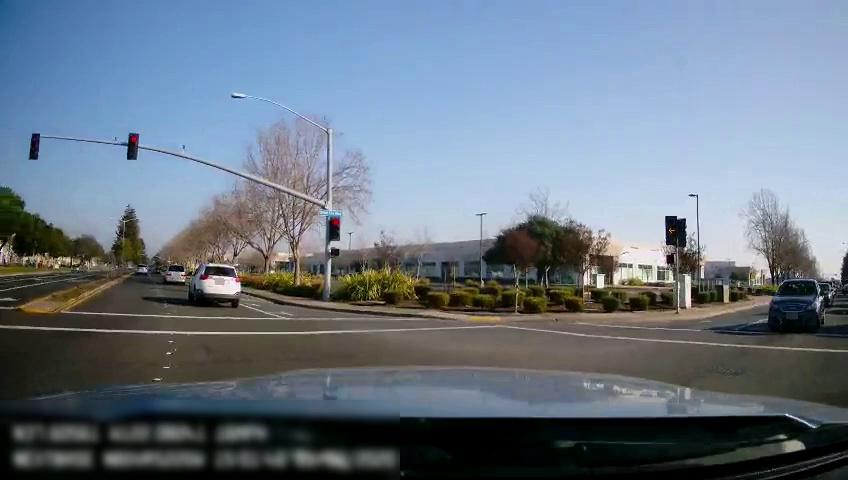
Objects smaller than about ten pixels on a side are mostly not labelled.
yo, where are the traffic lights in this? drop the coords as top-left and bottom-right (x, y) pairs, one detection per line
(27, 131), (42, 162)
(126, 131), (140, 161)
(676, 217), (687, 248)
(328, 216), (342, 242)
(665, 215), (677, 246)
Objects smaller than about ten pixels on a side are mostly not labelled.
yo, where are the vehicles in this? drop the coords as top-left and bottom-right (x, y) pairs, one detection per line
(818, 282), (836, 309)
(187, 262), (241, 308)
(159, 263), (186, 284)
(71, 263), (87, 273)
(767, 277), (826, 330)
(134, 263), (149, 276)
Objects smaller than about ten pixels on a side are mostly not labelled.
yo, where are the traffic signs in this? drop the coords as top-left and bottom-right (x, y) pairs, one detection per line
(319, 208), (343, 218)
